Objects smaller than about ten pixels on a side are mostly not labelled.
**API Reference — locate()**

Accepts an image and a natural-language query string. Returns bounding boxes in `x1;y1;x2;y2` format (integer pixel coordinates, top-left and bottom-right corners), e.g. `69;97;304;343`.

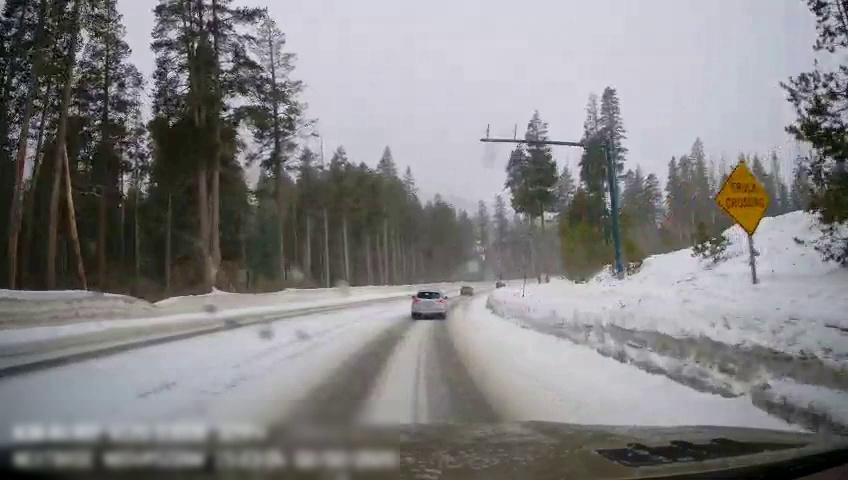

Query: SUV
410;289;449;320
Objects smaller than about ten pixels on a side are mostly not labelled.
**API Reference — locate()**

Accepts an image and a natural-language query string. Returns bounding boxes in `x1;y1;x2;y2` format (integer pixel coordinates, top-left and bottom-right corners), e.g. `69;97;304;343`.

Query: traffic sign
713;159;771;234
